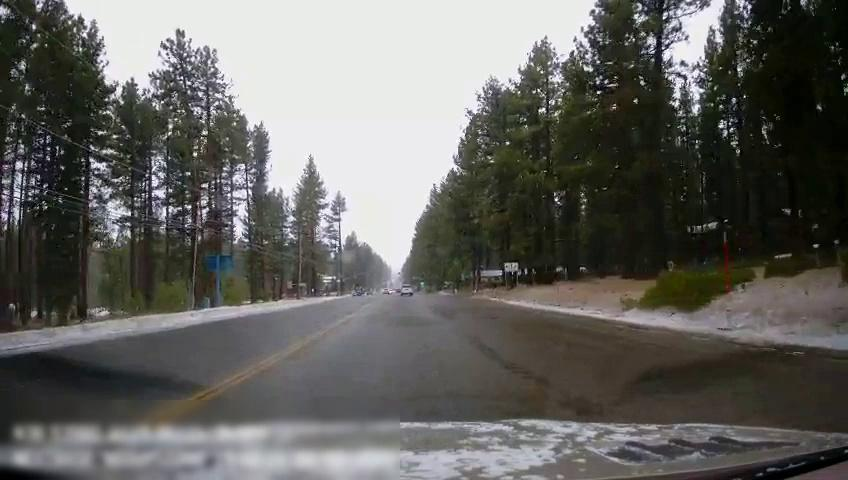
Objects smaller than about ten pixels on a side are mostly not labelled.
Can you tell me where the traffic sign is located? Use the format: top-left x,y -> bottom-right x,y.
507,263 -> 518,272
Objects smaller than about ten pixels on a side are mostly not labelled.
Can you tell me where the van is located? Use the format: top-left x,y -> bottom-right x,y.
399,285 -> 414,298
